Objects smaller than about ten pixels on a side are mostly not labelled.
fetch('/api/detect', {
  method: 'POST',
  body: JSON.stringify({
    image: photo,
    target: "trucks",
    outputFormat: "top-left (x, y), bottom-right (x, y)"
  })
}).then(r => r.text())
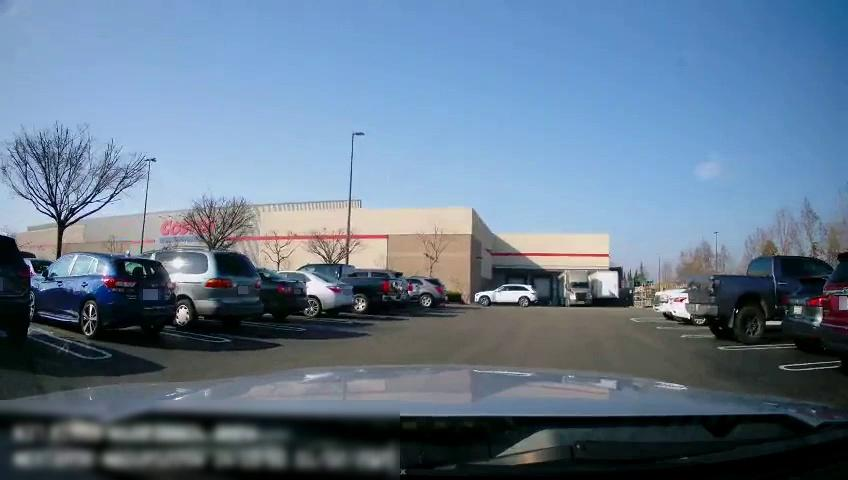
top-left (590, 270), bottom-right (619, 304)
top-left (557, 269), bottom-right (592, 308)
top-left (407, 283), bottom-right (418, 298)
top-left (296, 262), bottom-right (408, 315)
top-left (685, 254), bottom-right (832, 346)
top-left (652, 289), bottom-right (682, 321)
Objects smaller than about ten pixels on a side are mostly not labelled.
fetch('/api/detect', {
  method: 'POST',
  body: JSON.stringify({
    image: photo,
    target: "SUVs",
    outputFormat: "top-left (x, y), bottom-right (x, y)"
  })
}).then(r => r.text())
top-left (780, 273), bottom-right (830, 351)
top-left (0, 233), bottom-right (38, 345)
top-left (822, 250), bottom-right (848, 351)
top-left (354, 268), bottom-right (403, 279)
top-left (405, 275), bottom-right (449, 309)
top-left (474, 283), bottom-right (538, 308)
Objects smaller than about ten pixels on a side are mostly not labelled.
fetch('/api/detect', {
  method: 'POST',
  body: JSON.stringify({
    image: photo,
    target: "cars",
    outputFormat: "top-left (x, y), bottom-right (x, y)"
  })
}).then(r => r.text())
top-left (670, 289), bottom-right (706, 326)
top-left (259, 268), bottom-right (310, 320)
top-left (29, 250), bottom-right (177, 340)
top-left (22, 257), bottom-right (55, 274)
top-left (284, 268), bottom-right (355, 319)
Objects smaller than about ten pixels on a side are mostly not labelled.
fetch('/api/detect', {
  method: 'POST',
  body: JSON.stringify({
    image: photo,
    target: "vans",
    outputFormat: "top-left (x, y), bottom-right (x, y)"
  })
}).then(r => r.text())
top-left (138, 246), bottom-right (268, 331)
